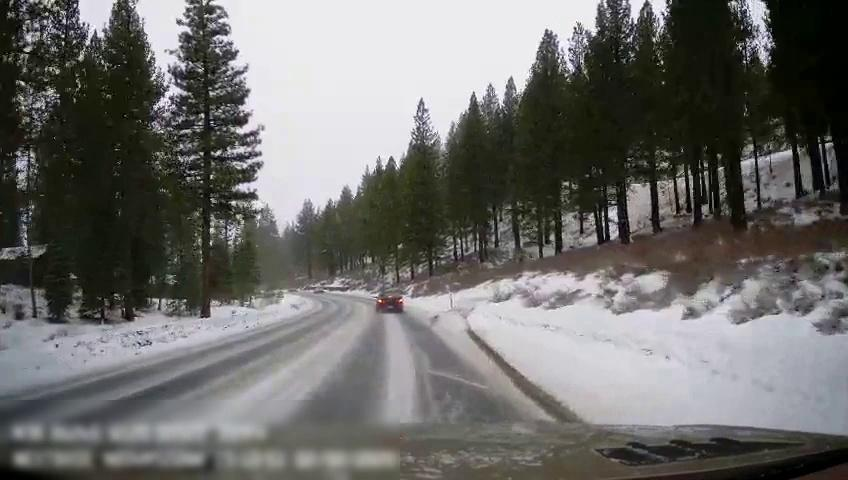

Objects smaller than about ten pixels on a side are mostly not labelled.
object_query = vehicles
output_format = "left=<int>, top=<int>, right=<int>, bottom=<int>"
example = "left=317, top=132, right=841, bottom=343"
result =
left=374, top=290, right=404, bottom=314
left=312, top=285, right=324, bottom=294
